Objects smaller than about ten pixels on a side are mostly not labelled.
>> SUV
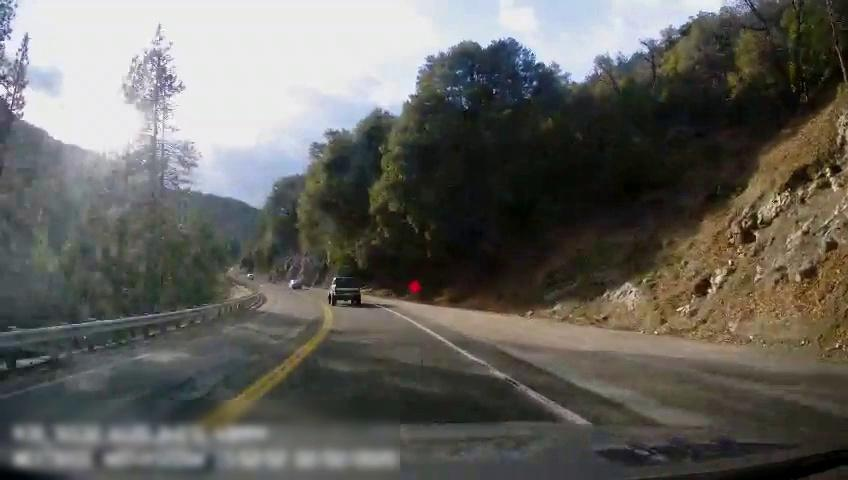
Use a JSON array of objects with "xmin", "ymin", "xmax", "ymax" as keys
[{"xmin": 288, "ymin": 279, "xmax": 303, "ymax": 290}]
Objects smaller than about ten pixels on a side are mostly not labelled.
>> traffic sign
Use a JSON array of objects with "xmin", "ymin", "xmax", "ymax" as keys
[{"xmin": 408, "ymin": 279, "xmax": 423, "ymax": 296}]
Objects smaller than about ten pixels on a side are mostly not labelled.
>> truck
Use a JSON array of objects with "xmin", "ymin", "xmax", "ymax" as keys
[{"xmin": 327, "ymin": 276, "xmax": 361, "ymax": 307}]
